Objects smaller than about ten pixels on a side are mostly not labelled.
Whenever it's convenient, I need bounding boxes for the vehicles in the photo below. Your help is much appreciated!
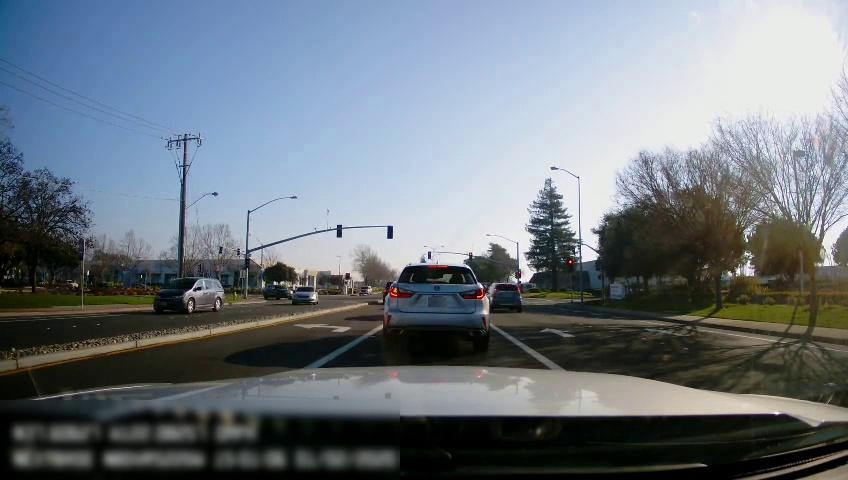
[486,282,522,313]
[291,286,320,305]
[152,277,225,315]
[358,286,372,296]
[382,280,396,305]
[263,284,293,300]
[384,264,490,351]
